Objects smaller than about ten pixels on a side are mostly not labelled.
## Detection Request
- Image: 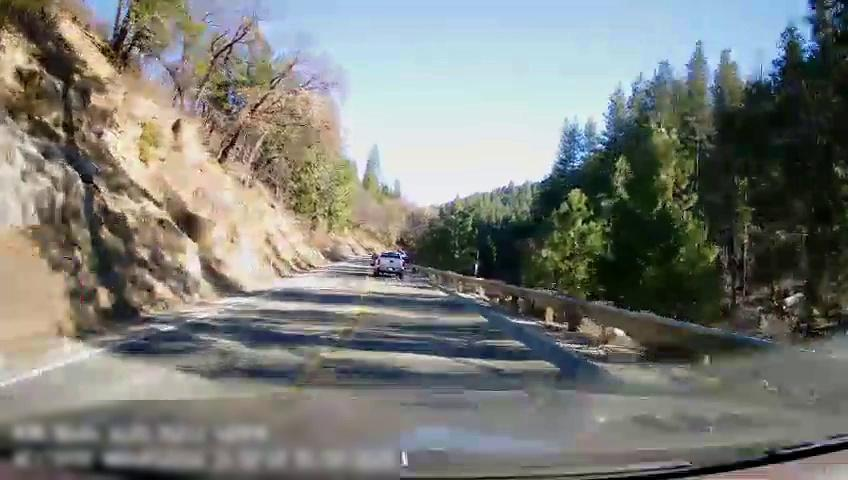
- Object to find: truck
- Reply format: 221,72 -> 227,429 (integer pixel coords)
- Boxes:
370,250 -> 408,280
